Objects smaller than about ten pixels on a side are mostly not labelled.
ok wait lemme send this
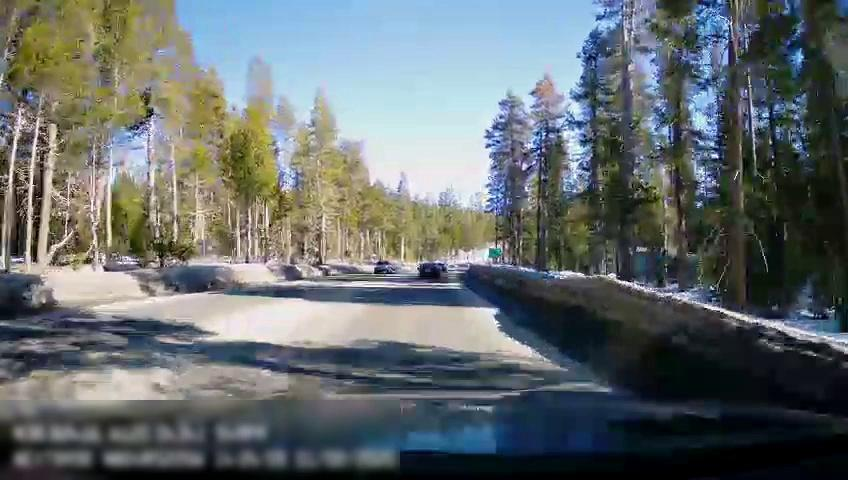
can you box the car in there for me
[417,261,441,280]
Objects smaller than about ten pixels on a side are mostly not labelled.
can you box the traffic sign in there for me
[487,246,504,256]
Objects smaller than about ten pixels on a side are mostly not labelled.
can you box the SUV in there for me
[373,259,394,275]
